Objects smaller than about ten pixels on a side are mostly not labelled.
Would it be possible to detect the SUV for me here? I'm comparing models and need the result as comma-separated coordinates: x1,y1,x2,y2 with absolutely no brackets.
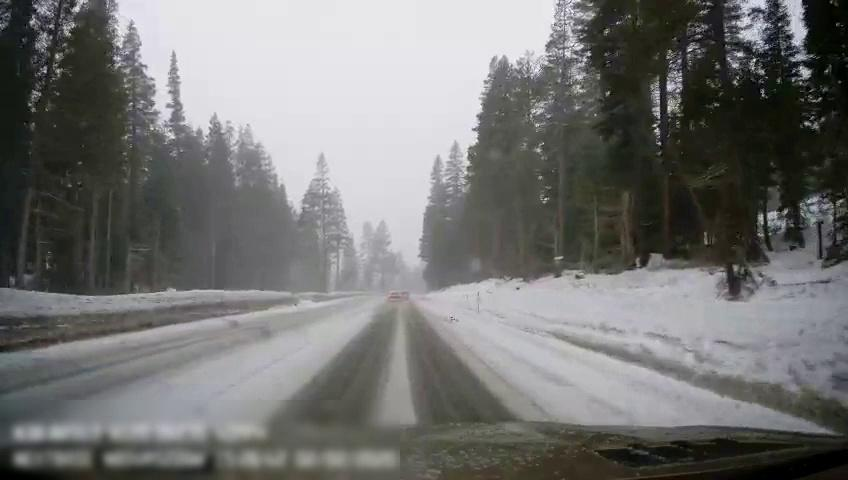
386,290,402,302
